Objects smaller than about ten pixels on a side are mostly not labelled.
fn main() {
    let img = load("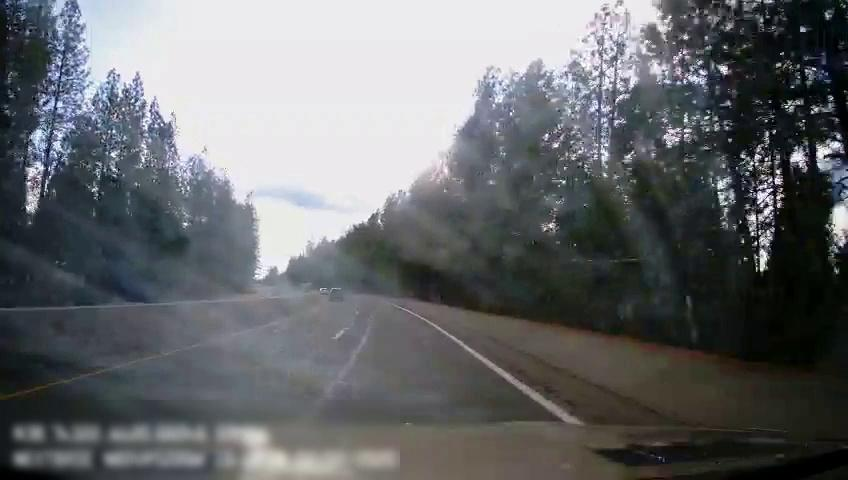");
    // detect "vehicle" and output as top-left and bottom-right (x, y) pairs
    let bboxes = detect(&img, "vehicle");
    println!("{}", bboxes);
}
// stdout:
(327, 288), (345, 302)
